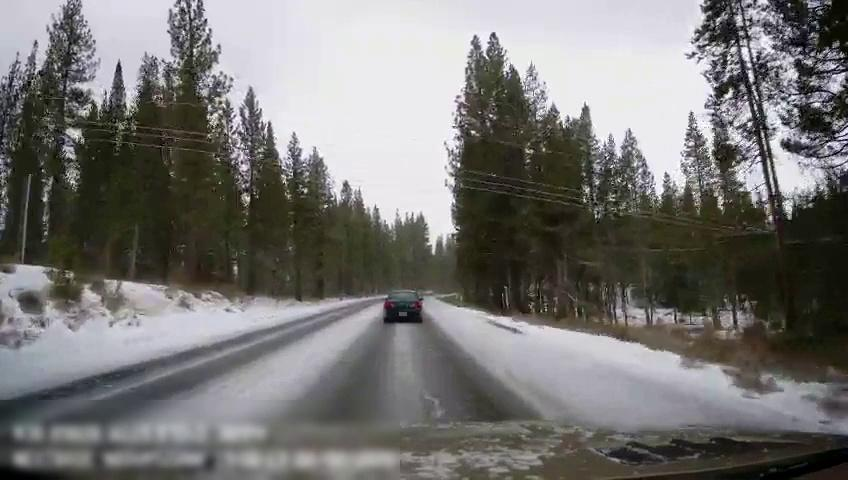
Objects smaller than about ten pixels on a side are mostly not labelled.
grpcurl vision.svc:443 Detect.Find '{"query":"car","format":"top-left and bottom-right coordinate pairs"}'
top-left (383, 291), bottom-right (425, 323)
